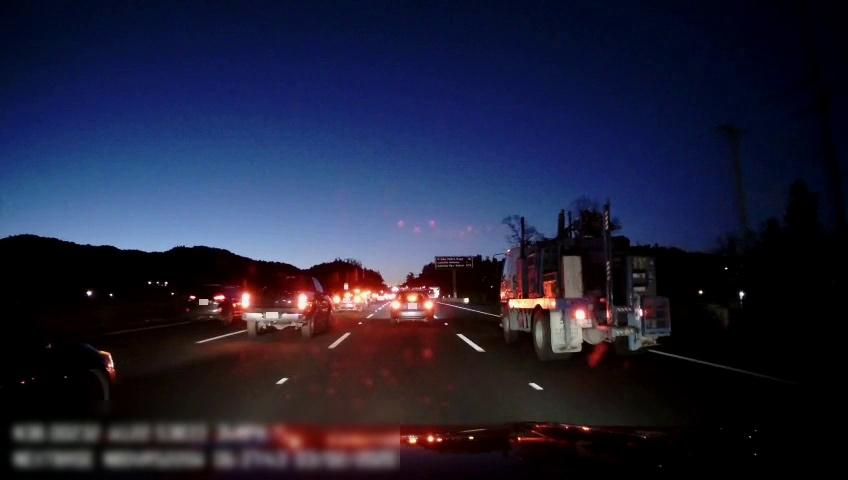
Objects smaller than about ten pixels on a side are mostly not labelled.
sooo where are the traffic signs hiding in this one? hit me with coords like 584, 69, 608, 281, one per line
434, 255, 473, 269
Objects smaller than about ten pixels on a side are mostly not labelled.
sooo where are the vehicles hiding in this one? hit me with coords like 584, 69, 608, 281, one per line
0, 319, 114, 440
242, 275, 333, 336
350, 290, 370, 307
493, 236, 673, 361
187, 283, 260, 327
392, 288, 435, 320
